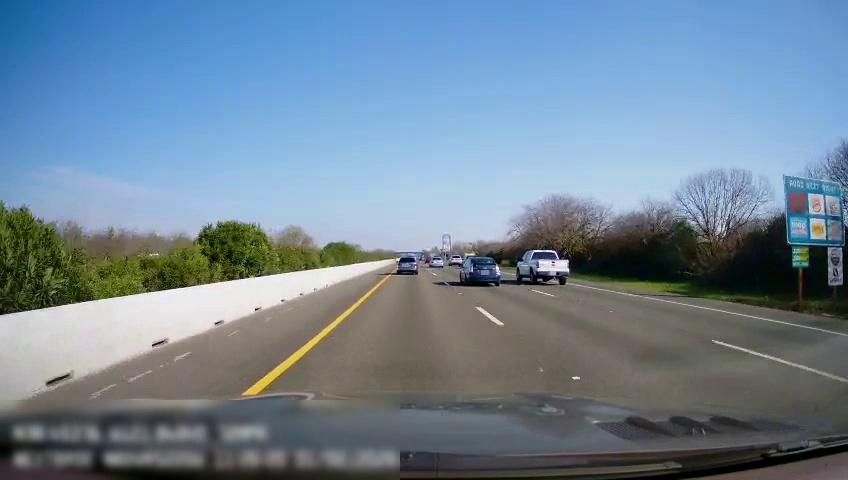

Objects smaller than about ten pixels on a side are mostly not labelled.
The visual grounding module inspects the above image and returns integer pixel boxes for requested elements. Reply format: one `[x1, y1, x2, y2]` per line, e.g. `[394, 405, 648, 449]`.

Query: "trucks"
[516, 250, 570, 285]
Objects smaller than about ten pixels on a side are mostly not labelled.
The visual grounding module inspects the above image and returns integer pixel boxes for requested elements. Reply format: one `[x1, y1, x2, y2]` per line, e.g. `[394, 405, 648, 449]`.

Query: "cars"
[448, 254, 462, 266]
[430, 257, 445, 269]
[459, 257, 502, 287]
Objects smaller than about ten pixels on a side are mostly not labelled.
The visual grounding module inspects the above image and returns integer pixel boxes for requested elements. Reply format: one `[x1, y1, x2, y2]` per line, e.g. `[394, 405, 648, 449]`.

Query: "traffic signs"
[791, 245, 809, 269]
[827, 247, 844, 286]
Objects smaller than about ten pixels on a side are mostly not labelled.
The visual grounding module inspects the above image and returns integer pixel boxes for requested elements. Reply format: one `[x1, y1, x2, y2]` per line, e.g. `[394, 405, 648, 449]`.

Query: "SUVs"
[395, 256, 418, 275]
